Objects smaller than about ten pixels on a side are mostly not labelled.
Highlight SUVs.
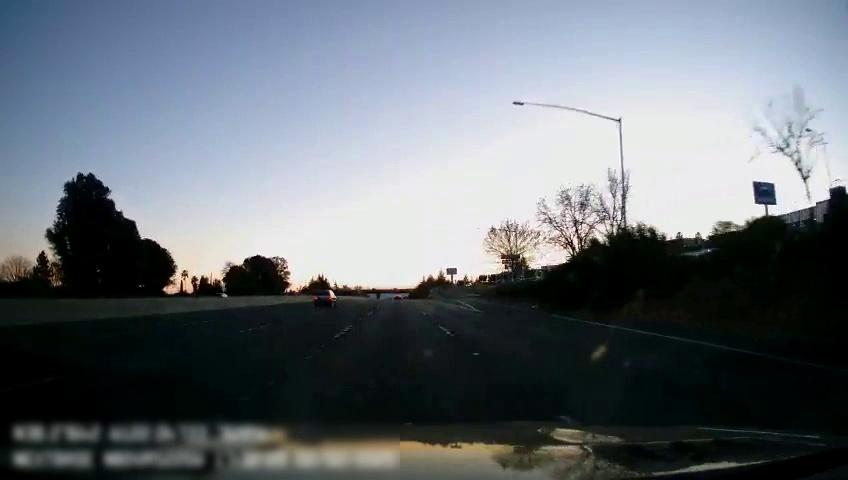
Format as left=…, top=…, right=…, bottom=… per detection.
left=212, top=292, right=228, bottom=299
left=314, top=290, right=337, bottom=307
